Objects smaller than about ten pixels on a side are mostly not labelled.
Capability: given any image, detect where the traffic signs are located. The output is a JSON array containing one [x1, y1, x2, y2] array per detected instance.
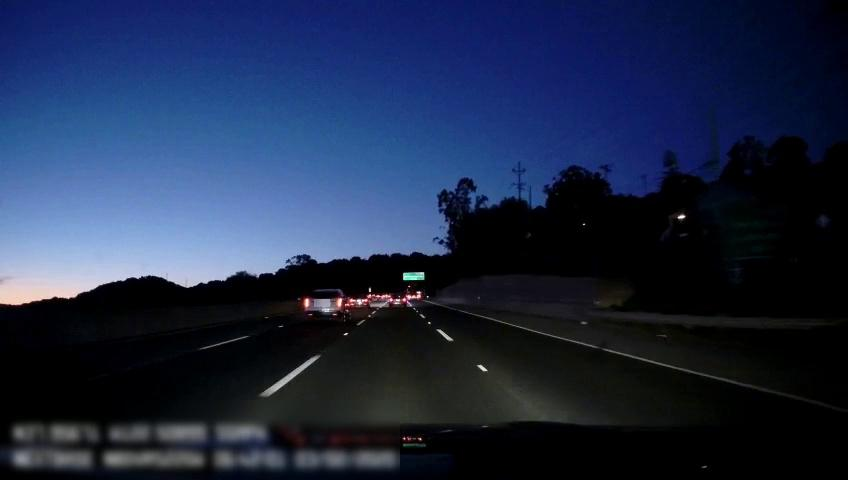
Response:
[[721, 212, 786, 258], [403, 272, 425, 281]]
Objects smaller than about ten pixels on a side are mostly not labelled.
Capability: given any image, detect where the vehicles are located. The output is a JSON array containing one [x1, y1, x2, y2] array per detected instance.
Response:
[[407, 289, 421, 302], [305, 287, 354, 325], [388, 291, 407, 308], [350, 292, 370, 310]]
